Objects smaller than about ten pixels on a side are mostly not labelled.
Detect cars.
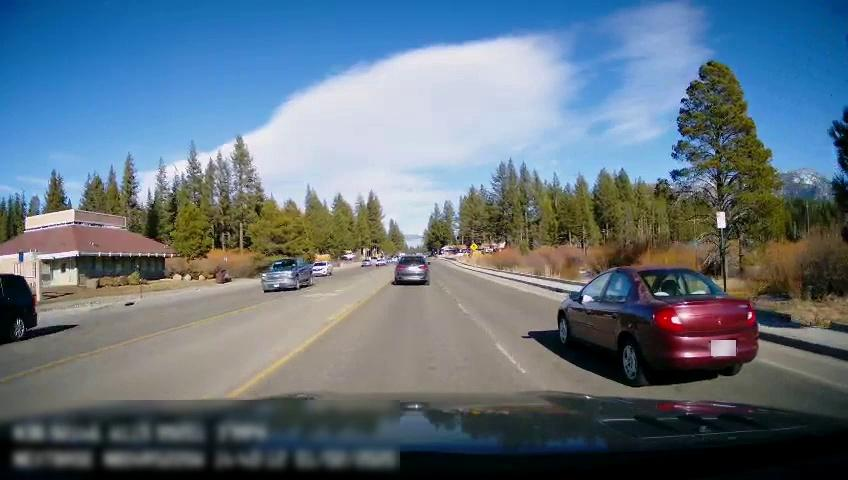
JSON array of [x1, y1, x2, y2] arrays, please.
[[310, 262, 330, 278], [0, 274, 35, 342], [556, 266, 759, 381], [261, 261, 306, 294]]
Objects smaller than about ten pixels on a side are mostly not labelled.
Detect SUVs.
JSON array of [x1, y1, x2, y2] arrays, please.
[[393, 254, 431, 287]]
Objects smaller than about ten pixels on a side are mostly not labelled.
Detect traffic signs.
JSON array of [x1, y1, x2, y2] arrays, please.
[[717, 210, 726, 230]]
